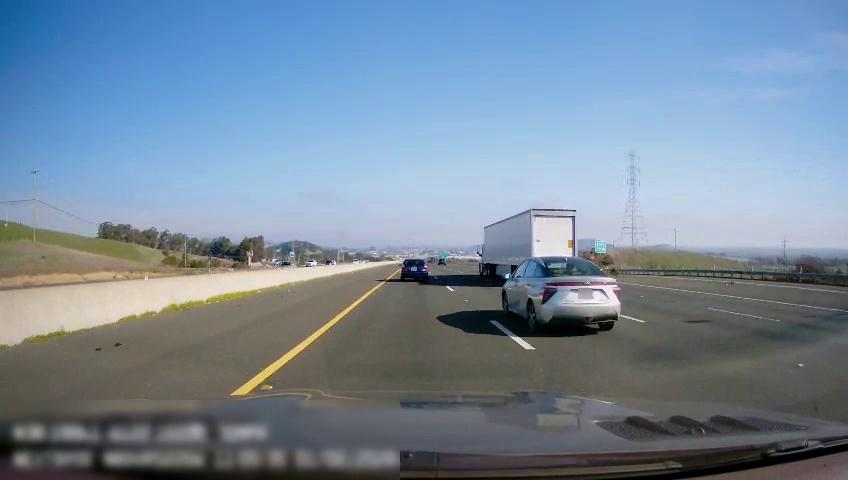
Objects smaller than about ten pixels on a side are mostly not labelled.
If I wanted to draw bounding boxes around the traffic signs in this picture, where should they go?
[593,240,607,254]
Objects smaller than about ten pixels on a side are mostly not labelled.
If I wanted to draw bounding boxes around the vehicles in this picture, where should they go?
[500,256,621,337]
[476,208,578,279]
[305,259,319,268]
[437,258,447,266]
[400,258,429,281]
